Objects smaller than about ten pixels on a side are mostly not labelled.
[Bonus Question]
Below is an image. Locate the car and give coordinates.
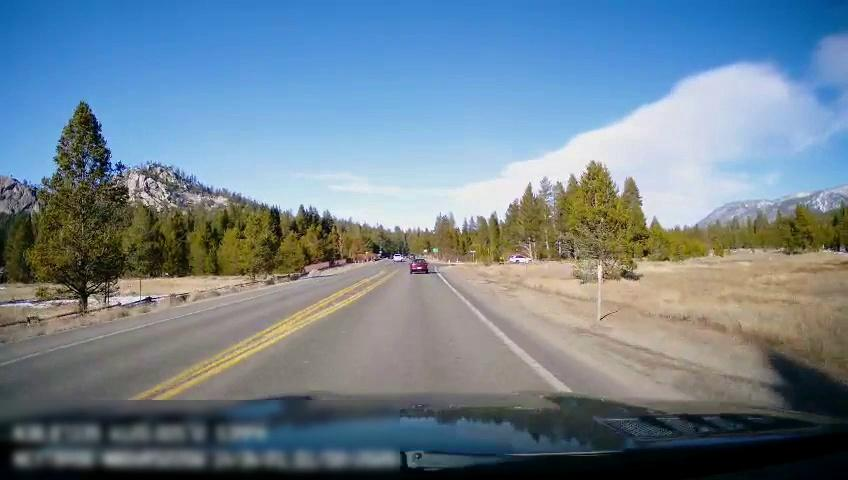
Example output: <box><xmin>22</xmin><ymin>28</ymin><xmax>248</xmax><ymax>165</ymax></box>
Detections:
<box><xmin>409</xmin><ymin>257</ymin><xmax>429</xmax><ymax>275</ymax></box>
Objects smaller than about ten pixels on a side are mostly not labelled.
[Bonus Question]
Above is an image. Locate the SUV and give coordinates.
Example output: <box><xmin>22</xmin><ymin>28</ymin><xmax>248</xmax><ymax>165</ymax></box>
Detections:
<box><xmin>508</xmin><ymin>254</ymin><xmax>531</xmax><ymax>265</ymax></box>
